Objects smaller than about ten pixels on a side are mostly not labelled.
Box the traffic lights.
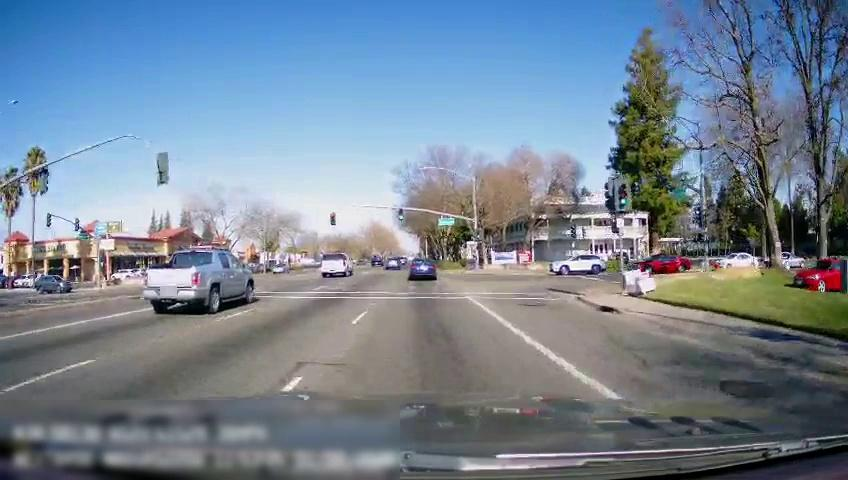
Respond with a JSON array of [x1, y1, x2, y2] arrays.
[[39, 167, 49, 197], [570, 226, 577, 241], [603, 181, 617, 209], [156, 152, 169, 185], [616, 183, 626, 211], [329, 210, 337, 226], [74, 217, 81, 232], [398, 208, 404, 220], [46, 212, 52, 227]]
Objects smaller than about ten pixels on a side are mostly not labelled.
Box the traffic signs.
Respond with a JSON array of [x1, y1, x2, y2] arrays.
[[466, 241, 478, 245], [439, 217, 455, 225]]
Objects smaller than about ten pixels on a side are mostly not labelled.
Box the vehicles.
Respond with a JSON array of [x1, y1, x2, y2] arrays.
[[716, 252, 760, 270], [639, 253, 694, 274], [372, 256, 387, 266], [781, 251, 808, 271], [385, 256, 400, 270], [143, 249, 257, 314], [550, 252, 609, 276], [408, 258, 437, 281], [34, 274, 73, 295], [320, 253, 353, 277], [272, 263, 289, 275]]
